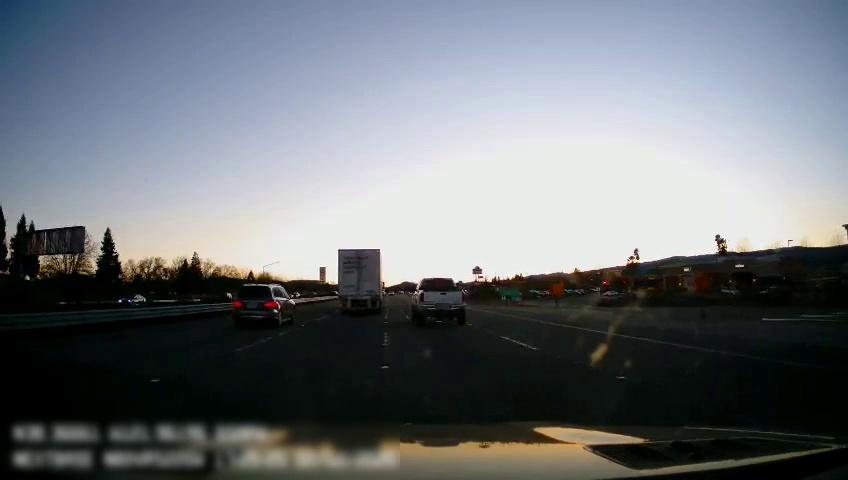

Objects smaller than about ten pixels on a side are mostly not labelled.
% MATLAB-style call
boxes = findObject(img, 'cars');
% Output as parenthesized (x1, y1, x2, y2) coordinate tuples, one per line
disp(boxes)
(118, 294, 147, 306)
(603, 290, 619, 297)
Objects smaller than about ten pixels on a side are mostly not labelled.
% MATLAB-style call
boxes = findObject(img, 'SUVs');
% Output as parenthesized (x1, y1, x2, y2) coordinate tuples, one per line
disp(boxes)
(231, 284, 297, 329)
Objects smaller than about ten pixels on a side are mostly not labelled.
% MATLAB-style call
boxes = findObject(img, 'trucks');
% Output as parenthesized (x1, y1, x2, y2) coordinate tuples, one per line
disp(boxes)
(407, 277, 470, 329)
(337, 249, 385, 313)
